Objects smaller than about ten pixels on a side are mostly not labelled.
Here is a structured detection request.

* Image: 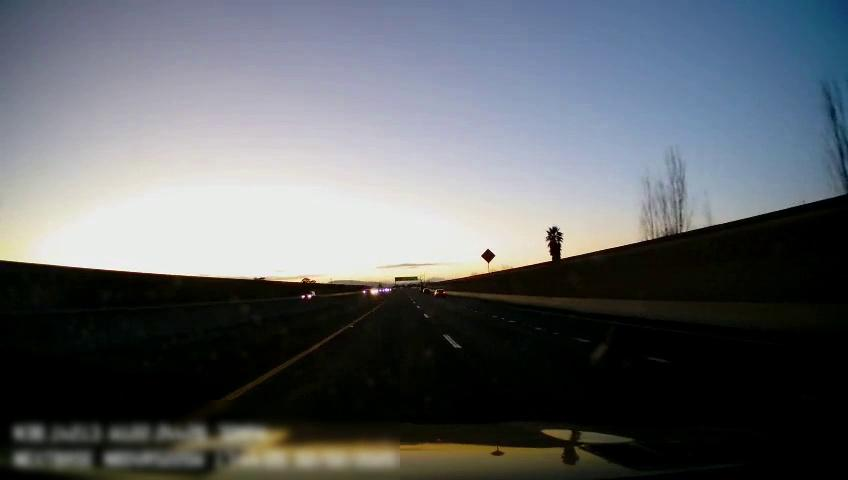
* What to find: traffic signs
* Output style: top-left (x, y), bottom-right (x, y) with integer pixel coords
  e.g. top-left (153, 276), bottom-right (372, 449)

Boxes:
top-left (481, 249), bottom-right (496, 264)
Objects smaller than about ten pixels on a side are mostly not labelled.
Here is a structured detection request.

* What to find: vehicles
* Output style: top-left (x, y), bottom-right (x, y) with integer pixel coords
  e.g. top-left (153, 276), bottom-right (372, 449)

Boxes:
top-left (299, 290), bottom-right (317, 300)
top-left (433, 288), bottom-right (446, 298)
